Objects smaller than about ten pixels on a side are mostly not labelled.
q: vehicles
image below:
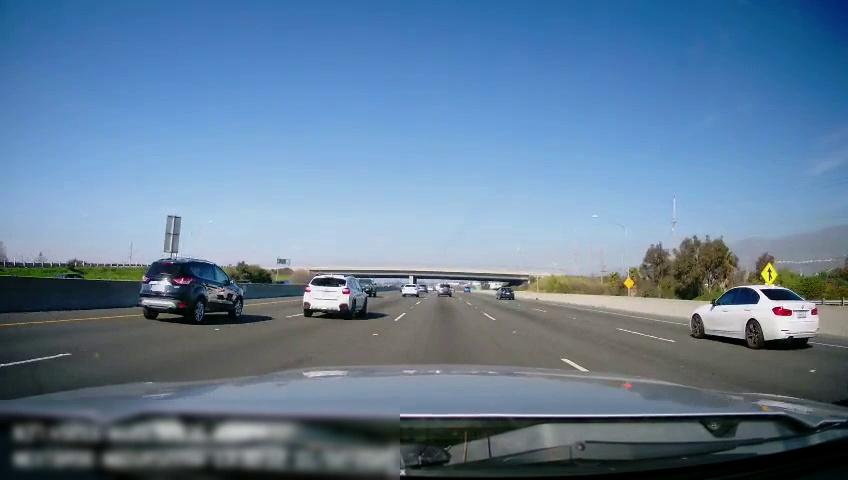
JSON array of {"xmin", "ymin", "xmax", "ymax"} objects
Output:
[
  {"xmin": 139, "ymin": 257, "xmax": 245, "ymax": 325},
  {"xmin": 437, "ymin": 283, "xmax": 452, "ymax": 297},
  {"xmin": 356, "ymin": 279, "xmax": 377, "ymax": 297},
  {"xmin": 303, "ymin": 274, "xmax": 369, "ymax": 319},
  {"xmin": 55, "ymin": 272, "xmax": 87, "ymax": 281},
  {"xmin": 687, "ymin": 284, "xmax": 820, "ymax": 350},
  {"xmin": 496, "ymin": 286, "xmax": 515, "ymax": 301},
  {"xmin": 402, "ymin": 283, "xmax": 420, "ymax": 298},
  {"xmin": 416, "ymin": 284, "xmax": 428, "ymax": 294},
  {"xmin": 233, "ymin": 279, "xmax": 254, "ymax": 285},
  {"xmin": 271, "ymin": 280, "xmax": 296, "ymax": 286}
]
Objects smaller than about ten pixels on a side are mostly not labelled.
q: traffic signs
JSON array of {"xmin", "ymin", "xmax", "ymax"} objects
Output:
[
  {"xmin": 623, "ymin": 277, "xmax": 635, "ymax": 289},
  {"xmin": 760, "ymin": 261, "xmax": 779, "ymax": 288},
  {"xmin": 276, "ymin": 257, "xmax": 288, "ymax": 265}
]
